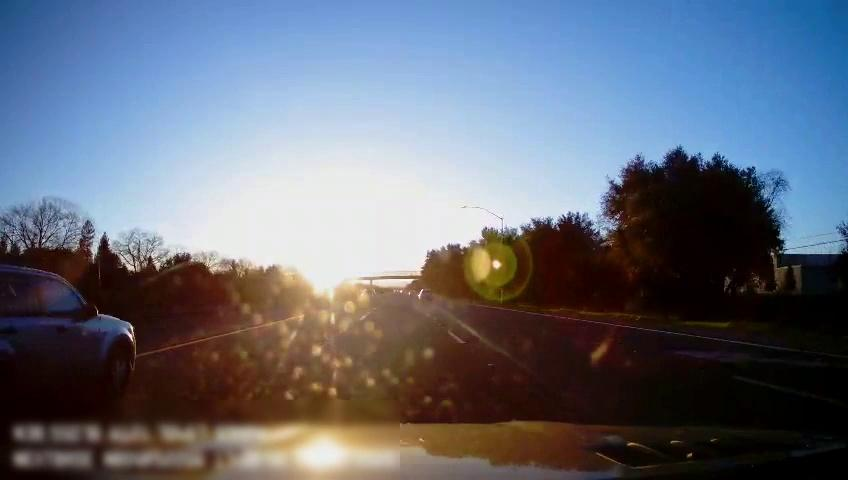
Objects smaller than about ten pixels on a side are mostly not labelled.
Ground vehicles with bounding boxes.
[358,288,378,307]
[417,289,434,302]
[0,264,137,406]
